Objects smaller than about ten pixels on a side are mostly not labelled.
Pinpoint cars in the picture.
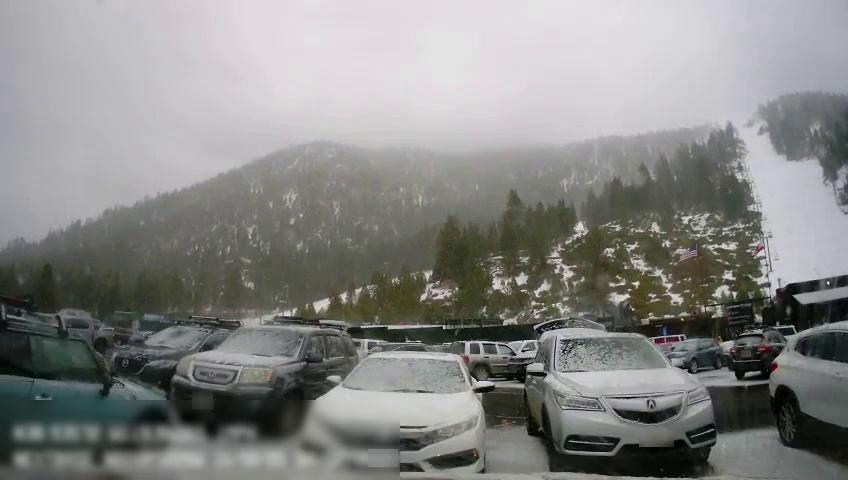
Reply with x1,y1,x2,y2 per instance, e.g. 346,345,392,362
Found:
299,351,496,473
0,325,171,463
662,338,723,375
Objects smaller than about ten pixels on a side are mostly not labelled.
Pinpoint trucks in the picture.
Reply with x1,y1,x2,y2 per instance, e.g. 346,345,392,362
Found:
771,325,797,339
46,315,117,357
353,338,387,357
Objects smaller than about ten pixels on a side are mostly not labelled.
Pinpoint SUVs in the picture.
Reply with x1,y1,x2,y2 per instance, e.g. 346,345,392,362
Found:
166,325,361,441
522,327,717,479
505,347,537,384
506,340,538,353
369,342,459,356
110,322,237,392
767,319,848,450
725,329,787,381
445,340,519,382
